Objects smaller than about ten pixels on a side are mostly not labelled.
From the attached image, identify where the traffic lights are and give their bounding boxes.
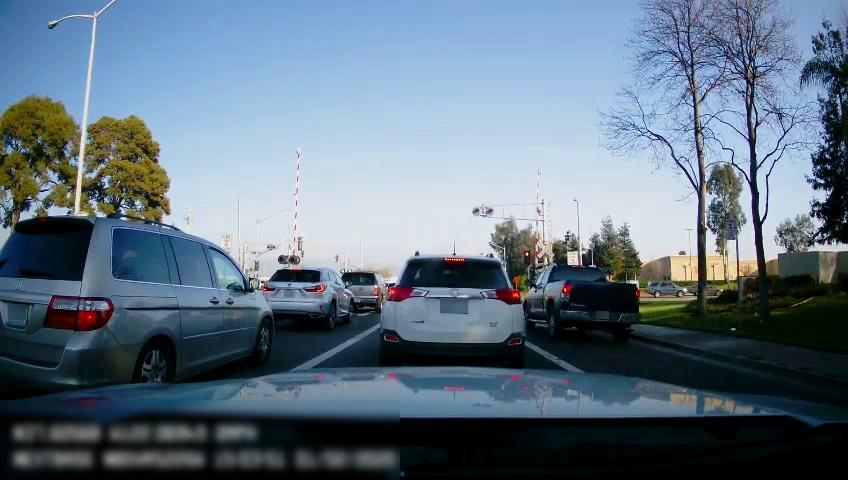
[523,251,531,265]
[297,237,304,252]
[277,255,289,265]
[563,230,570,245]
[288,255,300,265]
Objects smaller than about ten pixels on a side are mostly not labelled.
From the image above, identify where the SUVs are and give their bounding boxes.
[380,251,526,363]
[340,270,388,314]
[262,266,354,330]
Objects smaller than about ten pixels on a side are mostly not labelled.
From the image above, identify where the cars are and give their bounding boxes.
[648,280,689,298]
[689,283,721,297]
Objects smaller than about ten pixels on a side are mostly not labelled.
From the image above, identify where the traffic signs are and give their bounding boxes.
[567,251,579,267]
[536,239,555,259]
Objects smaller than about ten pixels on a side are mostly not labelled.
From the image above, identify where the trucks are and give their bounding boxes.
[522,263,641,338]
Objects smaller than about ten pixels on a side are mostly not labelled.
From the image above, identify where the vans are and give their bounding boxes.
[0,212,276,393]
